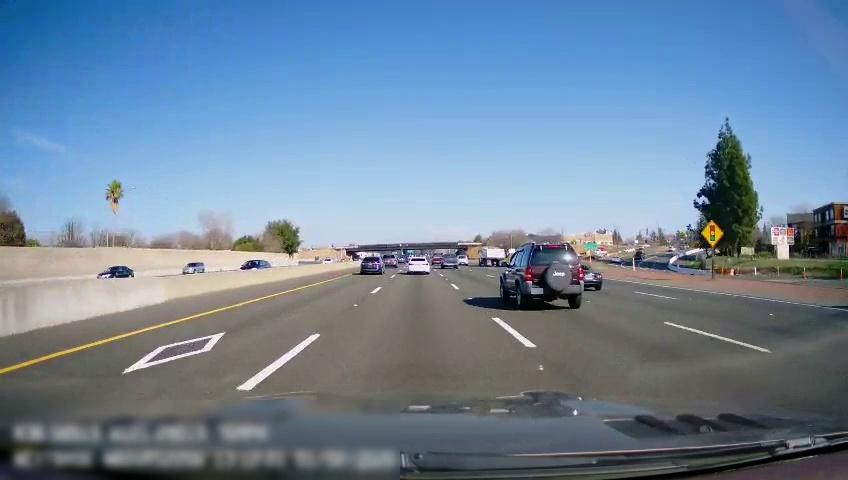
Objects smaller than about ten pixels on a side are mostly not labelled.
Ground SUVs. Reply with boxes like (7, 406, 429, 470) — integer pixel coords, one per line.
(499, 240, 585, 309)
(382, 255, 398, 268)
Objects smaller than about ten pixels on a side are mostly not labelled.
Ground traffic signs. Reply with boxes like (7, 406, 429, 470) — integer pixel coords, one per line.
(584, 242, 598, 250)
(700, 219, 725, 248)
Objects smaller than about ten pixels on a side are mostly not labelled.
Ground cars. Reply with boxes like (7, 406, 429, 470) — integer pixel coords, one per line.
(182, 261, 206, 275)
(577, 265, 604, 291)
(240, 259, 272, 271)
(95, 265, 135, 280)
(359, 256, 385, 276)
(407, 256, 431, 275)
(455, 254, 469, 267)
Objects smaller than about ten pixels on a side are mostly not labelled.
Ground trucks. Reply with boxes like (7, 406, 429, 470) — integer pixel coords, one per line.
(431, 256, 443, 266)
(440, 254, 459, 270)
(477, 246, 505, 267)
